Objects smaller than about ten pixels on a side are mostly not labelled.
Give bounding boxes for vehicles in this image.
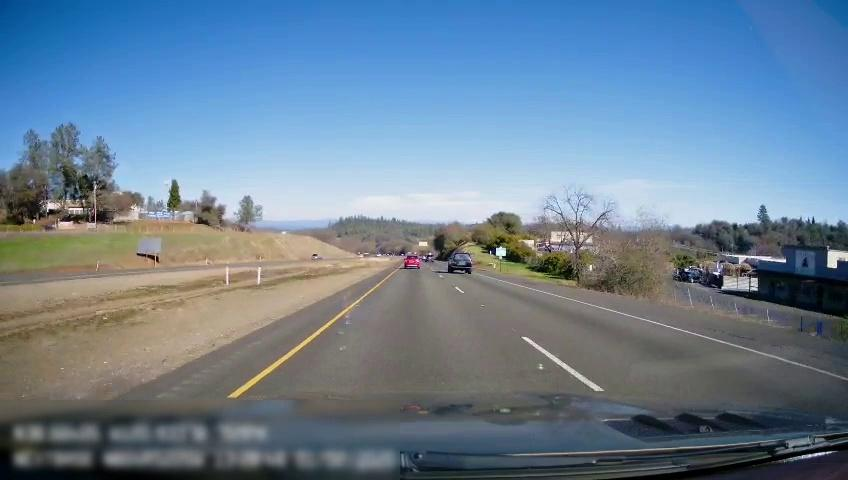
[424,254,435,263]
[446,251,474,275]
[402,253,422,270]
